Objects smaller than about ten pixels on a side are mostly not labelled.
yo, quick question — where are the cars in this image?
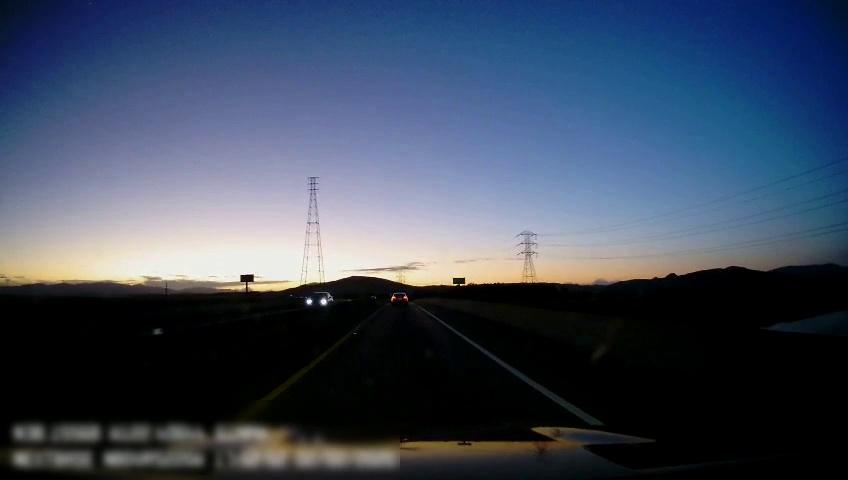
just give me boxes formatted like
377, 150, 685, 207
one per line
306, 291, 333, 309
390, 291, 409, 306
